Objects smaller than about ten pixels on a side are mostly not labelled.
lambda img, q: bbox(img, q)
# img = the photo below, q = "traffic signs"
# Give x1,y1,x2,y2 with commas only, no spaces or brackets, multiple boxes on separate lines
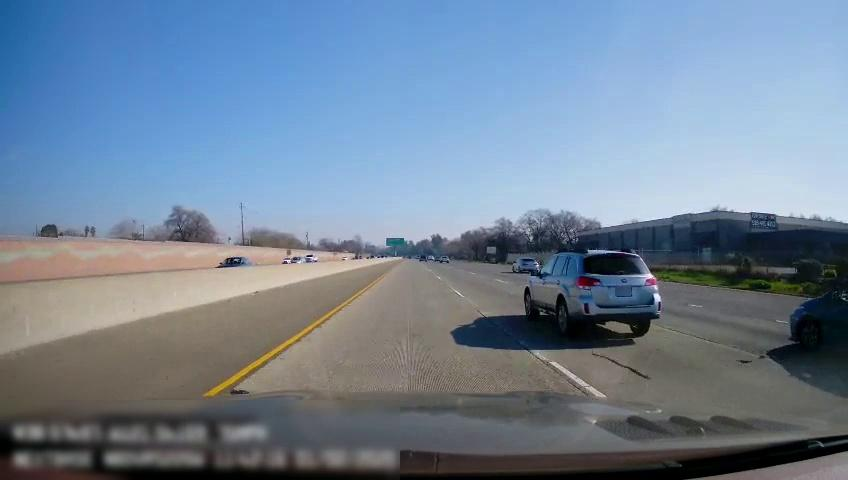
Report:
385,237,406,248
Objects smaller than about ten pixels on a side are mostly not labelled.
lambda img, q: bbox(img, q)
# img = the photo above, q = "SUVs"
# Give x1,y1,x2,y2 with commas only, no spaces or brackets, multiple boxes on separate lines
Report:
522,250,662,341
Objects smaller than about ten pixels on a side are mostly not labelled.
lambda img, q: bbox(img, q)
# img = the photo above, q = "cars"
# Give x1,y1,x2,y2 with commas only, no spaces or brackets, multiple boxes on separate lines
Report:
290,256,307,264
789,275,848,361
281,257,294,264
512,257,540,274
216,255,251,269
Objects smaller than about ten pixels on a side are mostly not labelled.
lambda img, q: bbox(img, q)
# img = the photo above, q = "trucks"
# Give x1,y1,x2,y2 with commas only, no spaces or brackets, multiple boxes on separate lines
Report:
301,254,319,264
